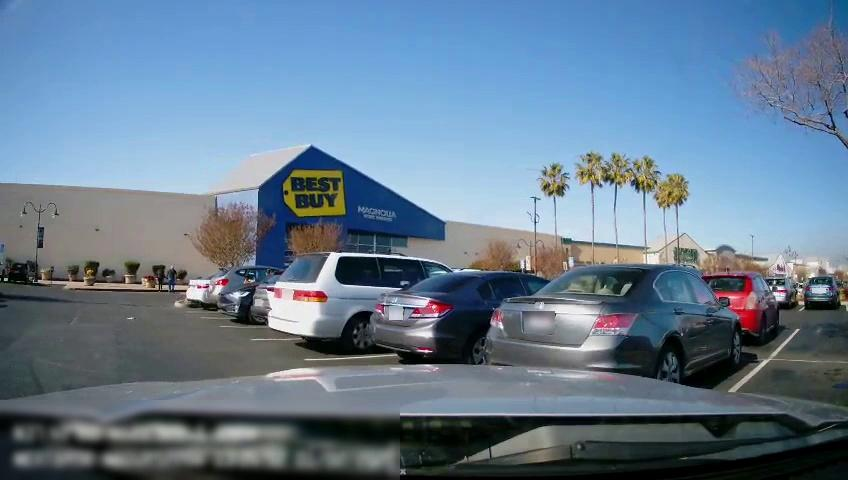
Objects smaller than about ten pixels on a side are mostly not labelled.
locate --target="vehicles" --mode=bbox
[204,264,293,311]
[8,262,38,285]
[216,268,339,322]
[483,263,744,384]
[693,271,781,347]
[804,275,842,310]
[370,270,577,365]
[252,269,343,324]
[186,268,265,310]
[267,253,485,357]
[0,260,7,282]
[754,276,800,309]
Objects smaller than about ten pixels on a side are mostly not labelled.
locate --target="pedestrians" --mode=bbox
[157,263,166,292]
[166,265,177,298]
